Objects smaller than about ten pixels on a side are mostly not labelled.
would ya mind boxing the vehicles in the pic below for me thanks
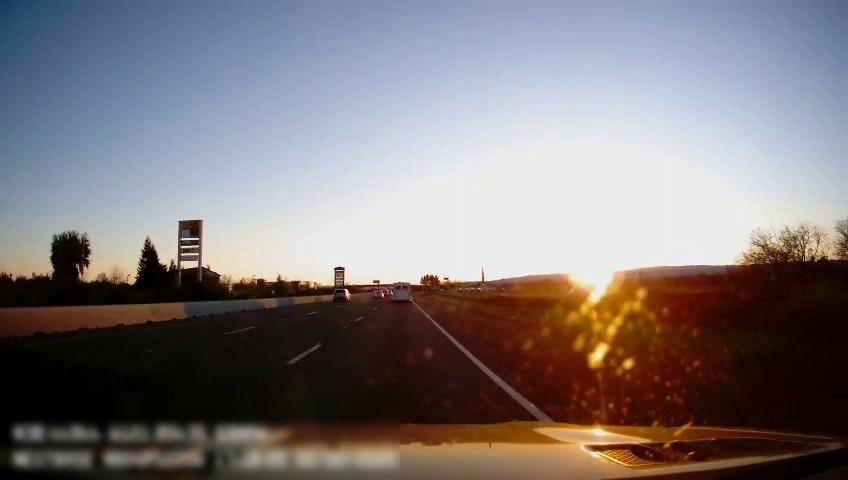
[332,288,352,304]
[373,289,385,299]
[390,282,413,304]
